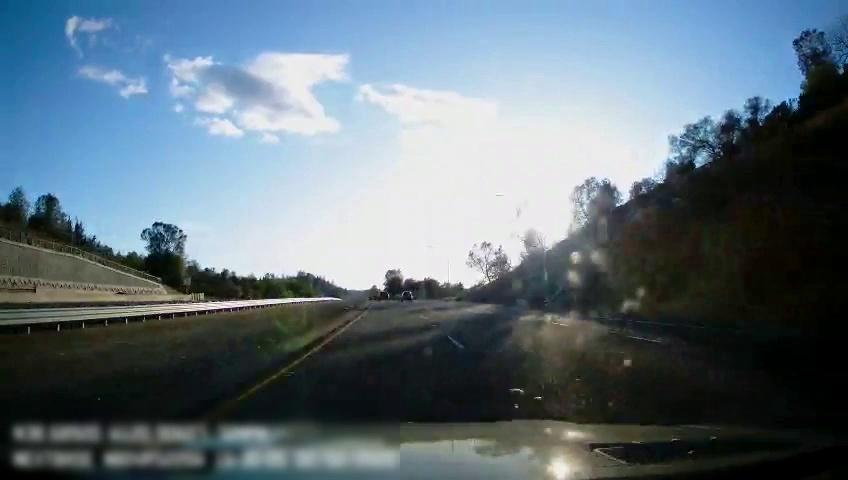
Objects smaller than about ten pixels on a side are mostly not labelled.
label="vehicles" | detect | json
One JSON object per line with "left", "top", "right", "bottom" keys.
{"left": 400, "top": 291, "right": 413, "bottom": 302}
{"left": 377, "top": 292, "right": 388, "bottom": 301}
